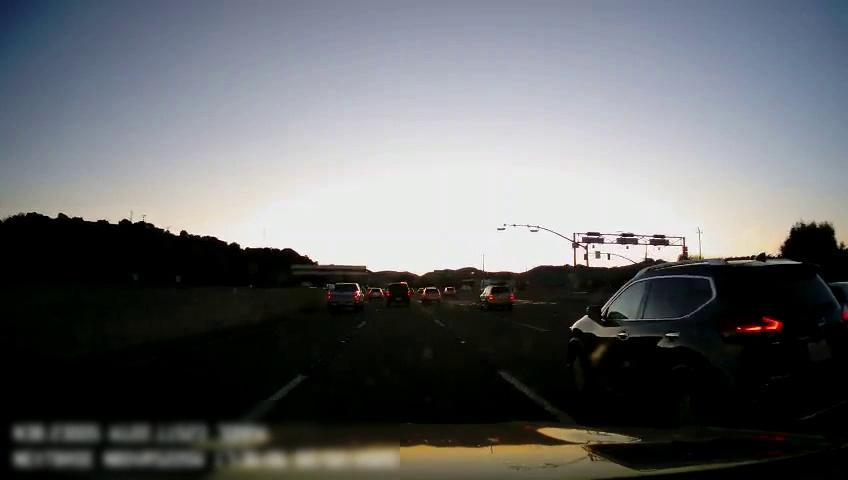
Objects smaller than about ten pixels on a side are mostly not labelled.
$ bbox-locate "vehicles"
[327,282,365,313]
[827,280,848,315]
[387,283,410,306]
[368,287,385,301]
[479,284,514,311]
[419,287,441,303]
[442,287,457,299]
[565,260,848,430]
